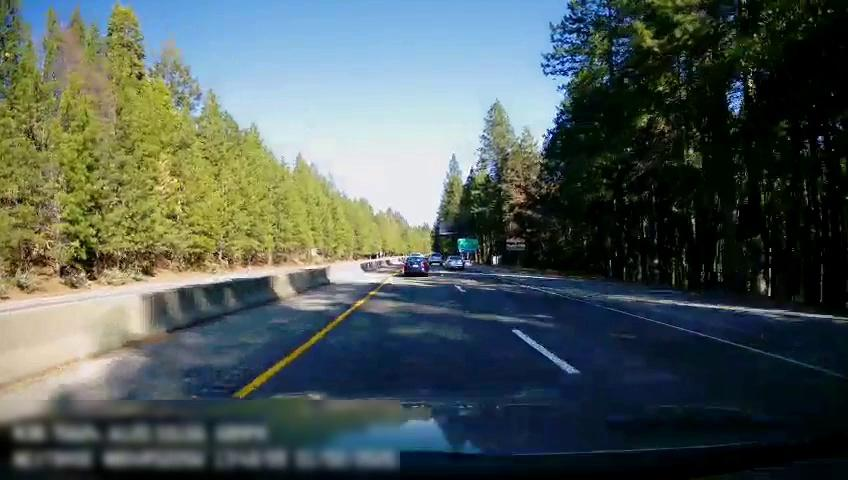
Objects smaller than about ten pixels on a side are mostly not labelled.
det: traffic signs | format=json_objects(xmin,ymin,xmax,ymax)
[
  {"xmin": 457, "ymin": 238, "xmax": 480, "ymax": 248},
  {"xmin": 459, "ymin": 248, "xmax": 478, "ymax": 253}
]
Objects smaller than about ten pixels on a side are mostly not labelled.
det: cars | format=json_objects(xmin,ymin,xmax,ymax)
[
  {"xmin": 430, "ymin": 253, "xmax": 442, "ymax": 262},
  {"xmin": 444, "ymin": 255, "xmax": 464, "ymax": 270},
  {"xmin": 403, "ymin": 255, "xmax": 429, "ymax": 278}
]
